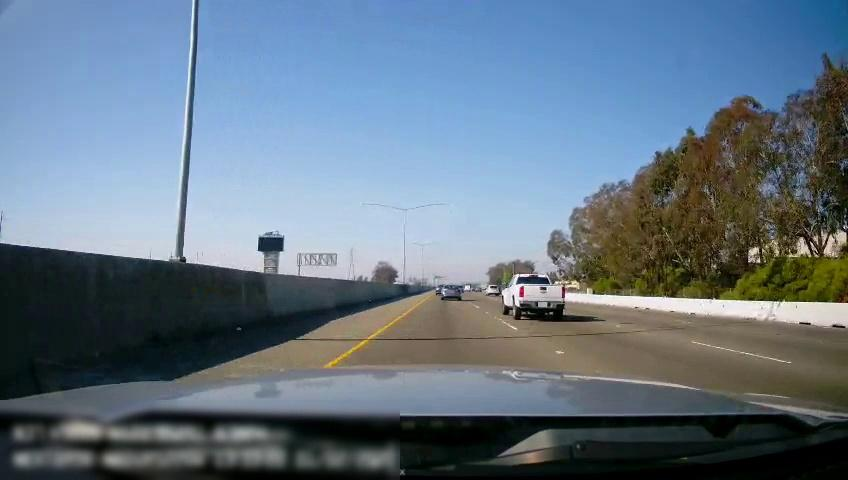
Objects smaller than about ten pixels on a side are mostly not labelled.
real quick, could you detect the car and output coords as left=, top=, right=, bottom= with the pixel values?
left=440, top=283, right=462, bottom=300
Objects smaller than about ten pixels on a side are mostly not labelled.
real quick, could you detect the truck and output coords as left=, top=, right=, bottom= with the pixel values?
left=501, top=273, right=566, bottom=321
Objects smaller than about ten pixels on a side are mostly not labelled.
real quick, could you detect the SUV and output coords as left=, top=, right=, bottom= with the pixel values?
left=486, top=284, right=500, bottom=297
